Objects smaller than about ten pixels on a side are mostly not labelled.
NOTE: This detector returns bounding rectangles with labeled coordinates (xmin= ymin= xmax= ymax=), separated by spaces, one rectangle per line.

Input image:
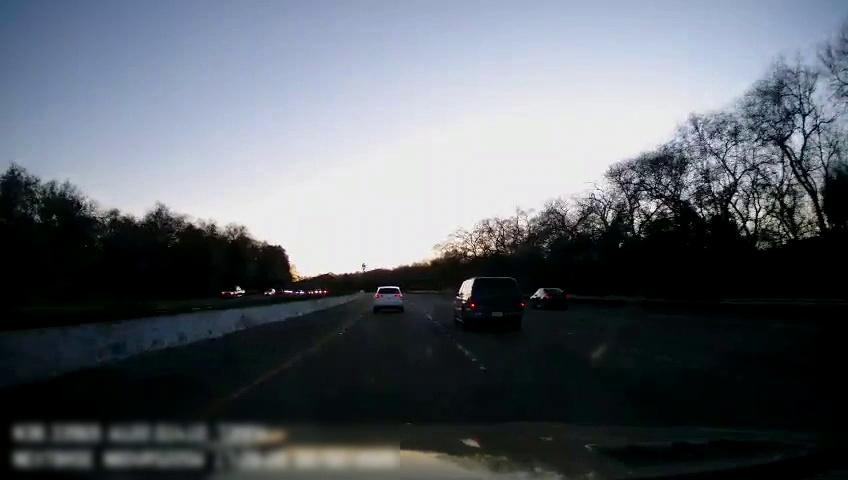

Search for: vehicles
xmin=220 ymin=285 xmax=245 ymax=300
xmin=529 ymin=288 xmax=568 ymax=310
xmin=264 ymin=289 xmax=277 ymax=296
xmin=453 ymin=277 xmax=523 ymax=333
xmin=373 ymin=286 xmax=404 ymax=314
